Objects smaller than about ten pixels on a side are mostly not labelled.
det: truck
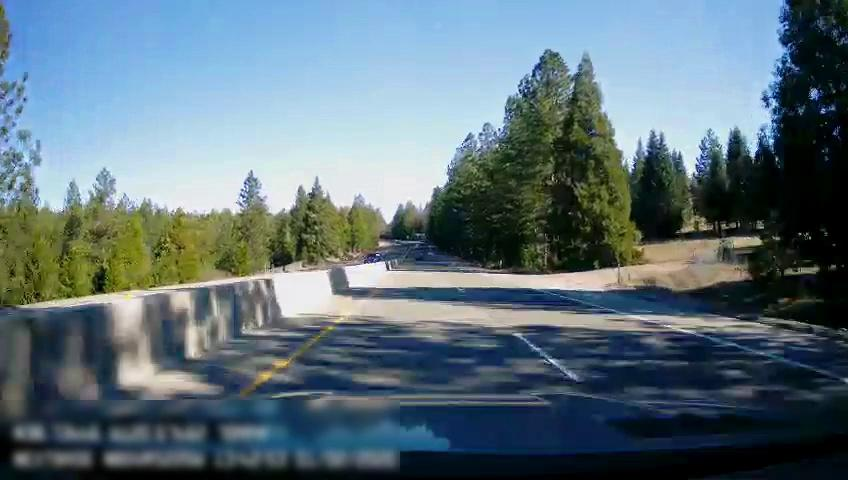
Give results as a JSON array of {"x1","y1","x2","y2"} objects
[{"x1": 363, "y1": 253, "x2": 381, "y2": 265}]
